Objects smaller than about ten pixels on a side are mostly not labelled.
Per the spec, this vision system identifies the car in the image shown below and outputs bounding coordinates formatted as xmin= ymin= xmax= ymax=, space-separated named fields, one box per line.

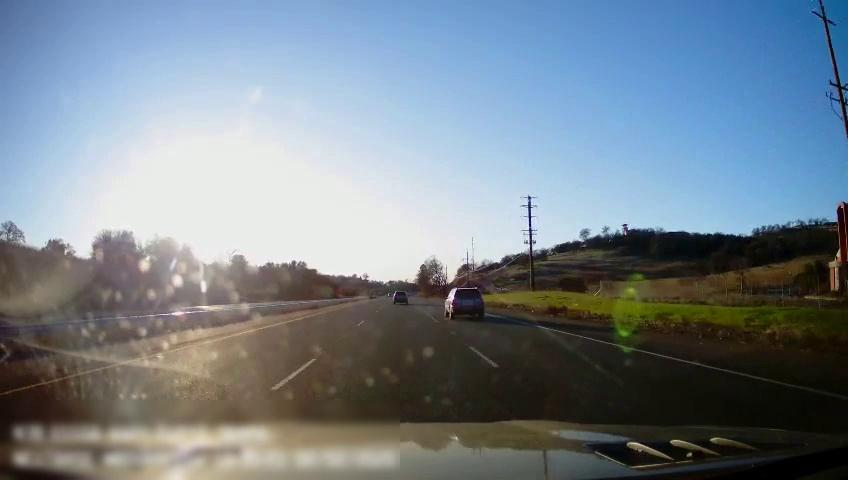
xmin=393 ymin=290 xmax=409 ymax=305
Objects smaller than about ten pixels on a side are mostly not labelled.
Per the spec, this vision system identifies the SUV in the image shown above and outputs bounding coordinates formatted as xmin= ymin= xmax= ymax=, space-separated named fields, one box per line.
xmin=445 ymin=287 xmax=486 ymax=321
